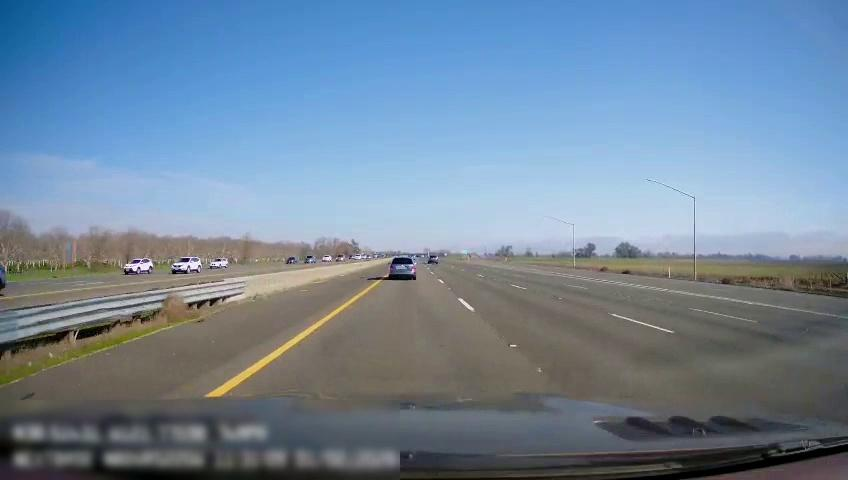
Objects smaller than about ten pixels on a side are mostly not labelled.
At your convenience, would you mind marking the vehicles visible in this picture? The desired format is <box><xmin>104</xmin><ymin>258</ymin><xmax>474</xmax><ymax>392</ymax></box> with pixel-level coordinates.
<box><xmin>321</xmin><ymin>254</ymin><xmax>332</xmax><ymax>263</ymax></box>
<box><xmin>304</xmin><ymin>254</ymin><xmax>317</xmax><ymax>265</ymax></box>
<box><xmin>0</xmin><ymin>263</ymin><xmax>8</xmax><ymax>291</ymax></box>
<box><xmin>123</xmin><ymin>258</ymin><xmax>153</xmax><ymax>275</ymax></box>
<box><xmin>286</xmin><ymin>256</ymin><xmax>299</xmax><ymax>265</ymax></box>
<box><xmin>427</xmin><ymin>255</ymin><xmax>438</xmax><ymax>264</ymax></box>
<box><xmin>389</xmin><ymin>257</ymin><xmax>417</xmax><ymax>281</ymax></box>
<box><xmin>171</xmin><ymin>257</ymin><xmax>203</xmax><ymax>274</ymax></box>
<box><xmin>336</xmin><ymin>254</ymin><xmax>346</xmax><ymax>263</ymax></box>
<box><xmin>209</xmin><ymin>257</ymin><xmax>229</xmax><ymax>270</ymax></box>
